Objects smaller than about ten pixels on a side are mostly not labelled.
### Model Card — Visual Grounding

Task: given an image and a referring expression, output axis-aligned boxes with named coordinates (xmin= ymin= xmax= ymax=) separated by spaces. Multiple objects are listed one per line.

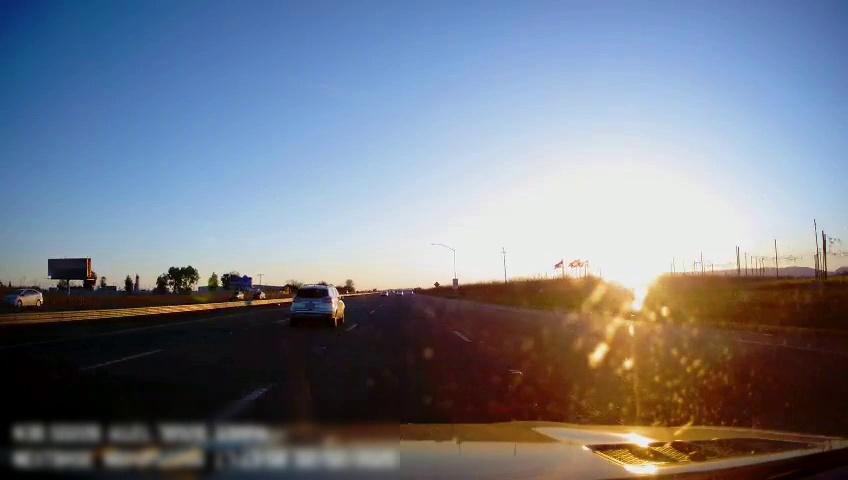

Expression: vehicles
xmin=289 ymin=285 xmax=346 ymax=327
xmin=228 ymin=291 xmax=245 ymax=301
xmin=1 ymin=288 xmax=44 ymax=309
xmin=252 ymin=291 xmax=266 ymax=300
